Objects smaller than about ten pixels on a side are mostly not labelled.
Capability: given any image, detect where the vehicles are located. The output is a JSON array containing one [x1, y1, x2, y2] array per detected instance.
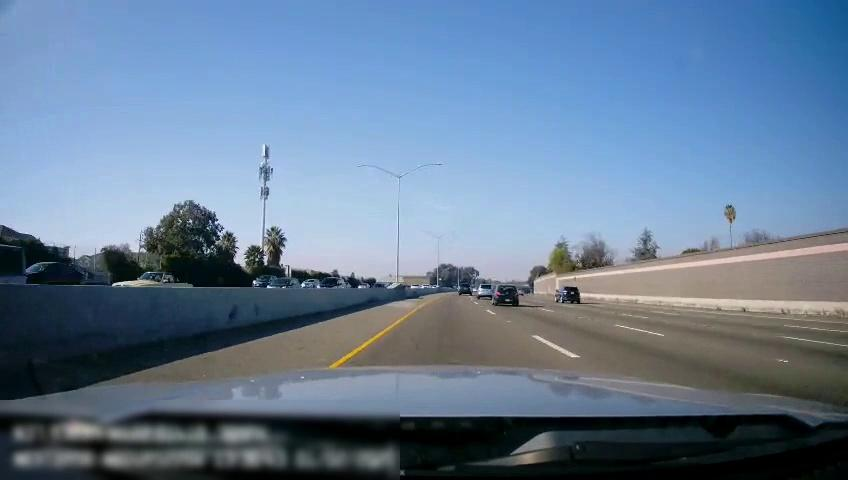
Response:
[[458, 283, 472, 296], [554, 286, 581, 304], [112, 271, 195, 287], [266, 277, 301, 289], [25, 261, 90, 285], [300, 279, 320, 288], [344, 282, 352, 289], [252, 274, 279, 288], [477, 284, 493, 300], [357, 283, 371, 288], [0, 244, 26, 284], [316, 276, 347, 288], [492, 285, 518, 307]]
